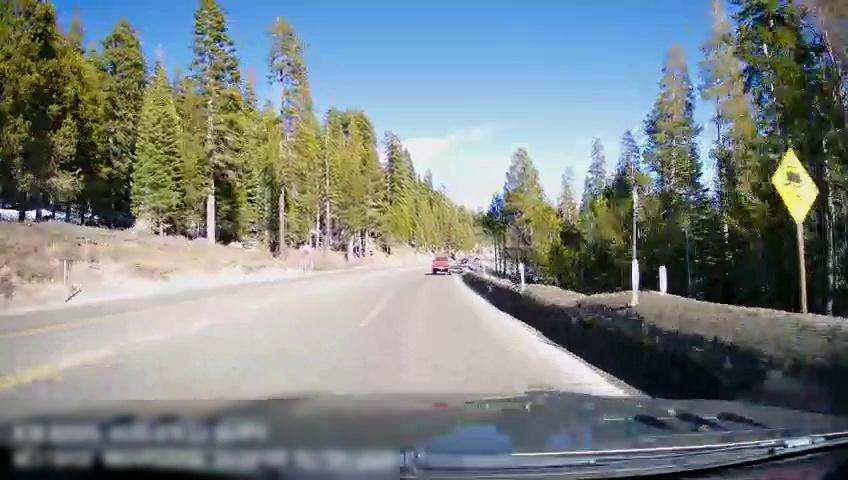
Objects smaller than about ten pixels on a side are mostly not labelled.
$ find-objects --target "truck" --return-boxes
[431,256,451,275]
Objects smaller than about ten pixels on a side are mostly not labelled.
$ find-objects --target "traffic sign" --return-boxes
[770,146,821,225]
